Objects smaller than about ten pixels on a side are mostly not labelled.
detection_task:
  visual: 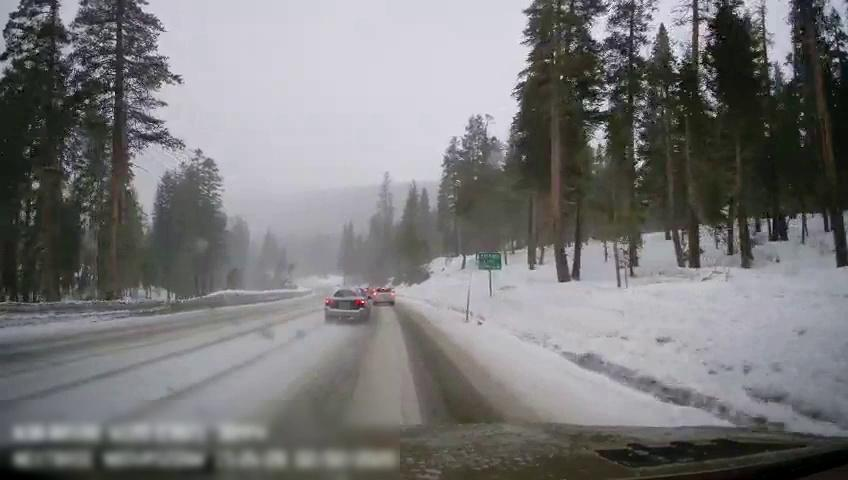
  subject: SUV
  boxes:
[372,287,395,306]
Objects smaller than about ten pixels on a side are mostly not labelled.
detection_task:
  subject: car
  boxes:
[323,284,372,324]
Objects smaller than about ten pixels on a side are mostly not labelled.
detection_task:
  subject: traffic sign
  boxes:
[478,251,502,271]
